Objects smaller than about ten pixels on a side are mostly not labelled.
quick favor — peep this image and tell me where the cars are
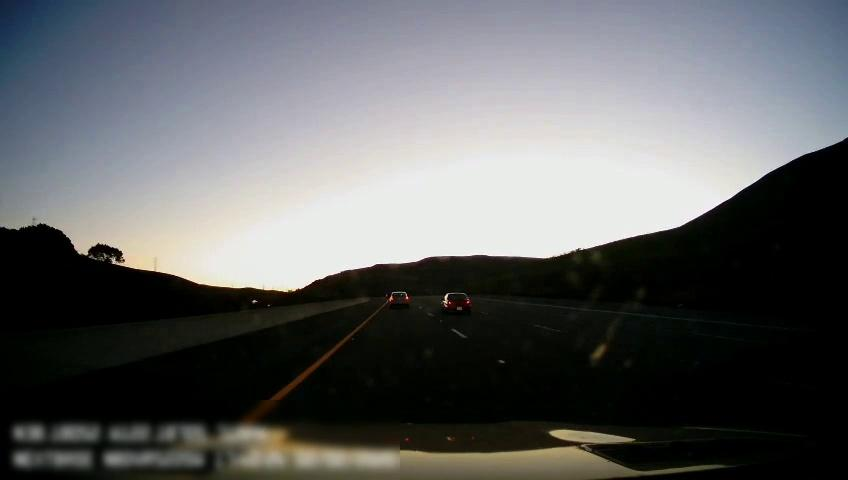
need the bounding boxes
[440,293,471,314]
[389,291,409,308]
